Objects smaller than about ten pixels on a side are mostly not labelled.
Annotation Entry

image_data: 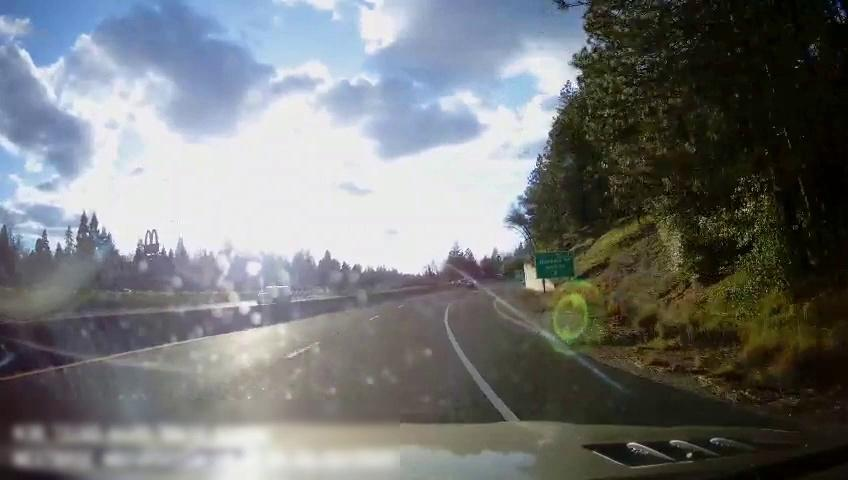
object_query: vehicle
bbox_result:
[257,285,293,306]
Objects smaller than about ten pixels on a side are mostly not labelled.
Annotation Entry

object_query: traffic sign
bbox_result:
[535,250,576,280]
